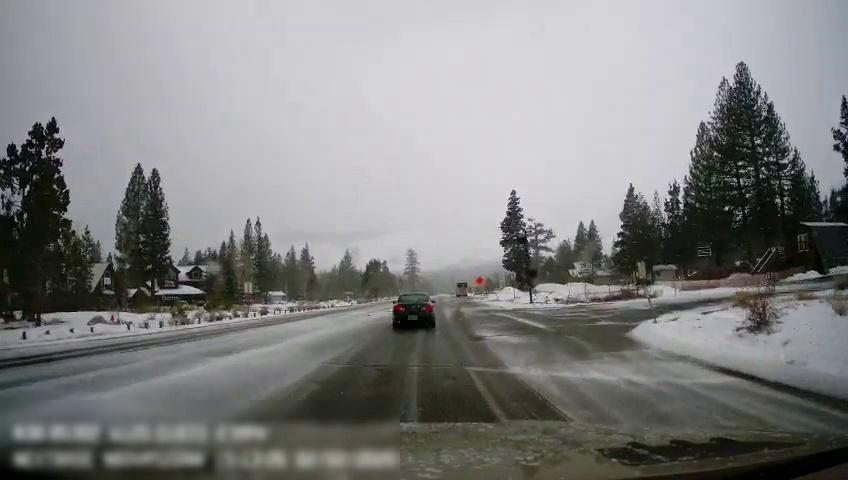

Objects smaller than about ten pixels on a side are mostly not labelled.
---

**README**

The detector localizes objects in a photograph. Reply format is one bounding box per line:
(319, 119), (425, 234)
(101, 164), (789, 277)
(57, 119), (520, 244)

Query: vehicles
(456, 282), (467, 297)
(175, 300), (189, 311)
(392, 292), (436, 328)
